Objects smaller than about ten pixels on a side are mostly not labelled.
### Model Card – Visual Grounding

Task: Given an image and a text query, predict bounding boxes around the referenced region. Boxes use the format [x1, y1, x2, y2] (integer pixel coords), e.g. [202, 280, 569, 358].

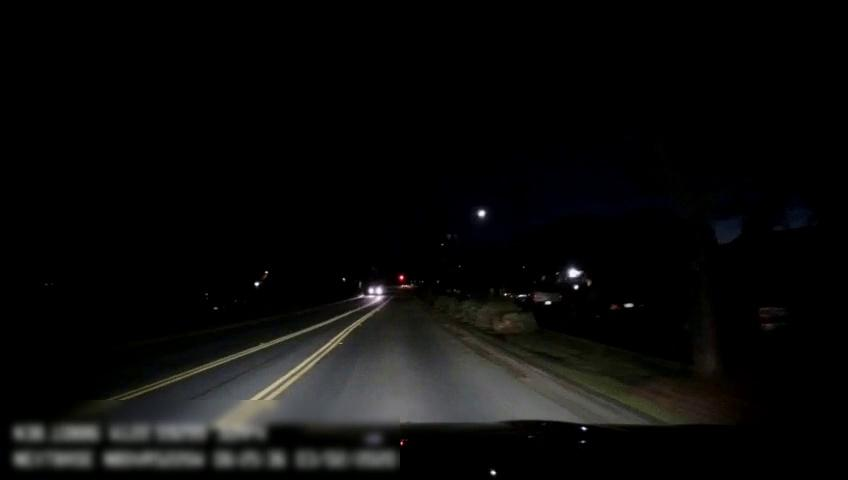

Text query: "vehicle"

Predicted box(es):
[367, 285, 384, 295]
